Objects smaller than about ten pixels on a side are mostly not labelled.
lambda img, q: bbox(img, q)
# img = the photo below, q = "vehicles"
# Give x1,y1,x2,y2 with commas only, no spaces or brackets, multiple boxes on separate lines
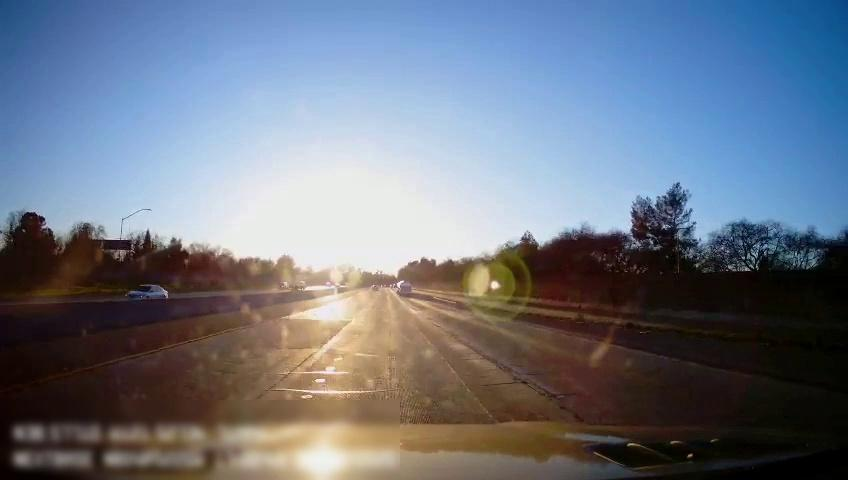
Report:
127,284,168,300
396,281,412,297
